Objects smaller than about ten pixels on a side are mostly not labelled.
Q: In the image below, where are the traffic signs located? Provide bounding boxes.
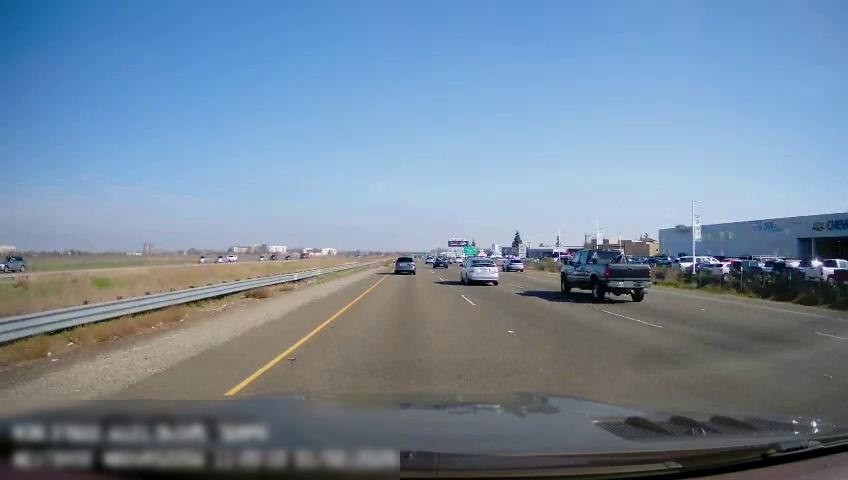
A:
[463,246,479,255]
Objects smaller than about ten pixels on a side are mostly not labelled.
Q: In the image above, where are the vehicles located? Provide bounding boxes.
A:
[424,255,435,265]
[197,255,210,264]
[0,254,26,274]
[257,254,268,262]
[432,256,449,269]
[224,254,240,264]
[214,255,226,264]
[501,258,524,273]
[300,252,311,260]
[459,257,500,286]
[560,248,653,303]
[394,257,417,275]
